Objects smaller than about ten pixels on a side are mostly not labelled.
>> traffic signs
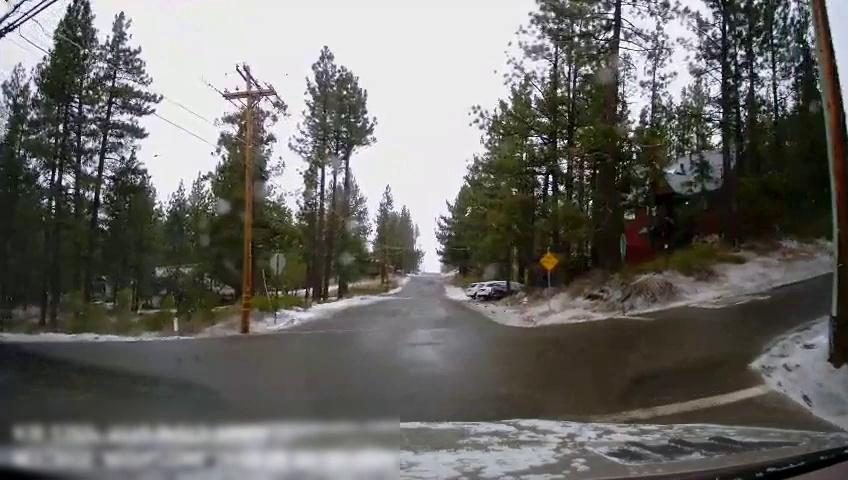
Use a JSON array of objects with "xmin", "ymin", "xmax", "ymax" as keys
[{"xmin": 540, "ymin": 252, "xmax": 560, "ymax": 272}]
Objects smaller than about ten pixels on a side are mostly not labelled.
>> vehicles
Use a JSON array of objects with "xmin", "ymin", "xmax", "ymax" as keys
[
  {"xmin": 469, "ymin": 281, "xmax": 478, "ymax": 301},
  {"xmin": 478, "ymin": 280, "xmax": 509, "ymax": 301}
]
